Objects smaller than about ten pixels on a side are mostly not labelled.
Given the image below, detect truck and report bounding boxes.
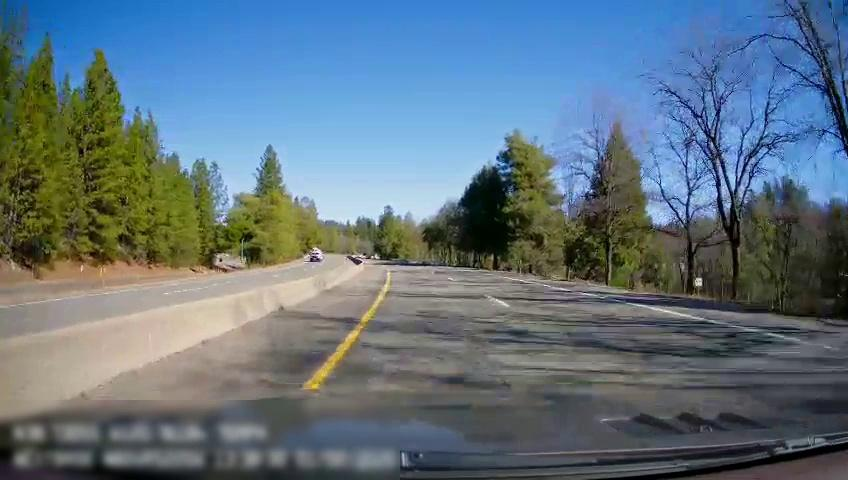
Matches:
[309,248,322,262]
